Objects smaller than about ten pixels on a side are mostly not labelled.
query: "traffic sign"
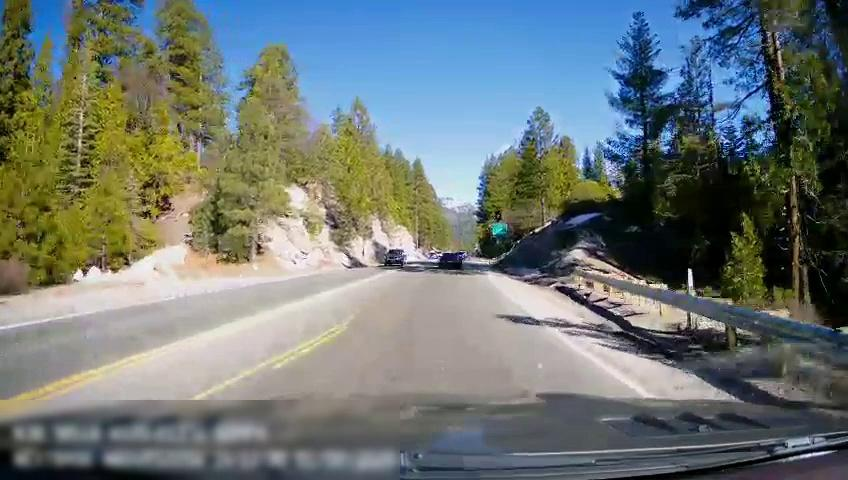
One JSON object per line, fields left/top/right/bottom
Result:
{"left": 490, "top": 223, "right": 510, "bottom": 238}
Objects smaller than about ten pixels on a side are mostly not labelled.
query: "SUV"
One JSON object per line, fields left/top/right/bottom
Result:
{"left": 383, "top": 249, "right": 407, "bottom": 267}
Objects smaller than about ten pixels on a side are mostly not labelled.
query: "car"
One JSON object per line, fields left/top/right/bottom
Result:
{"left": 439, "top": 252, "right": 462, "bottom": 270}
